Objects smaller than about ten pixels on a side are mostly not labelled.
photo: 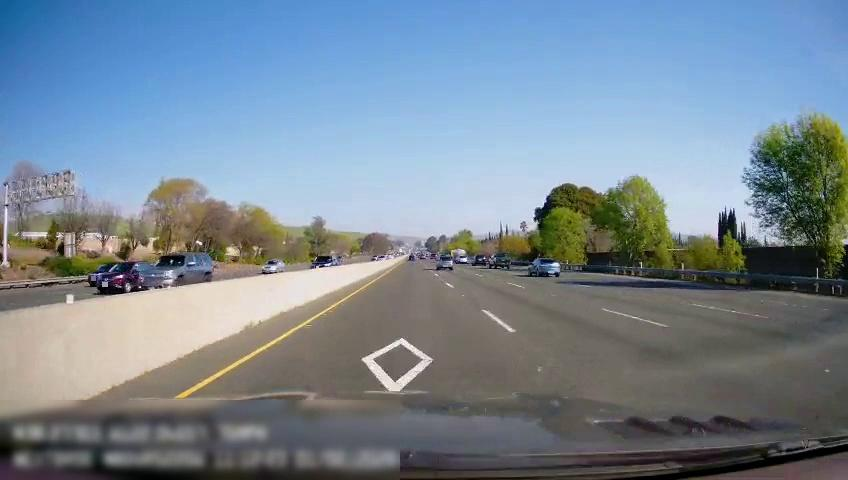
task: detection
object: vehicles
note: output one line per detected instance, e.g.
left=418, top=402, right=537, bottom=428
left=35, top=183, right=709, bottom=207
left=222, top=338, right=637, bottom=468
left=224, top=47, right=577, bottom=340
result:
left=261, top=259, right=286, bottom=275
left=436, top=257, right=453, bottom=271
left=97, top=261, right=155, bottom=295
left=375, top=256, right=389, bottom=261
left=487, top=253, right=509, bottom=268
left=452, top=249, right=465, bottom=256
left=86, top=260, right=118, bottom=286
left=138, top=251, right=216, bottom=289
left=311, top=255, right=338, bottom=268
left=456, top=255, right=469, bottom=264
left=472, top=254, right=488, bottom=266
left=527, top=257, right=561, bottom=277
